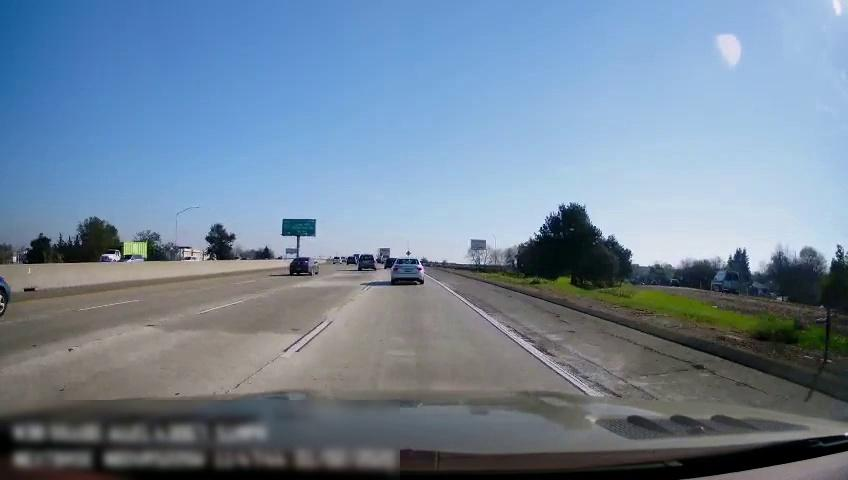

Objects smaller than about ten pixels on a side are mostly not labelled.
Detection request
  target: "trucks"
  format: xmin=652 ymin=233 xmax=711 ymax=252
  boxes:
xmin=104 ymin=241 xmax=149 ymax=261
xmin=378 ymin=247 xmax=390 ymax=256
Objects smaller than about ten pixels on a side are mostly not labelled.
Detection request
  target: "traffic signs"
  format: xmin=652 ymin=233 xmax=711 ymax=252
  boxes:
xmin=282 ymin=217 xmax=317 ymax=238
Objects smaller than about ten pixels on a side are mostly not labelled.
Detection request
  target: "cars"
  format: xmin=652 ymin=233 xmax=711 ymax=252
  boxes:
xmin=389 ymin=256 xmax=426 ymax=286
xmin=288 ymin=256 xmax=321 ymax=277
xmin=121 ymin=255 xmax=144 ymax=262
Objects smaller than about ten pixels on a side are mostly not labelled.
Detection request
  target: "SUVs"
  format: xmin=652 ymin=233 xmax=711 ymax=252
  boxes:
xmin=0 ymin=276 xmax=11 ymax=317
xmin=382 ymin=257 xmax=396 ymax=270
xmin=98 ymin=249 xmax=122 ymax=263
xmin=356 ymin=253 xmax=377 ymax=272
xmin=331 ymin=255 xmax=343 ymax=265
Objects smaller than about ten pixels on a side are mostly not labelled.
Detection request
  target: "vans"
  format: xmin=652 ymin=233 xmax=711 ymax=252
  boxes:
xmin=709 ymin=270 xmax=741 ymax=294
